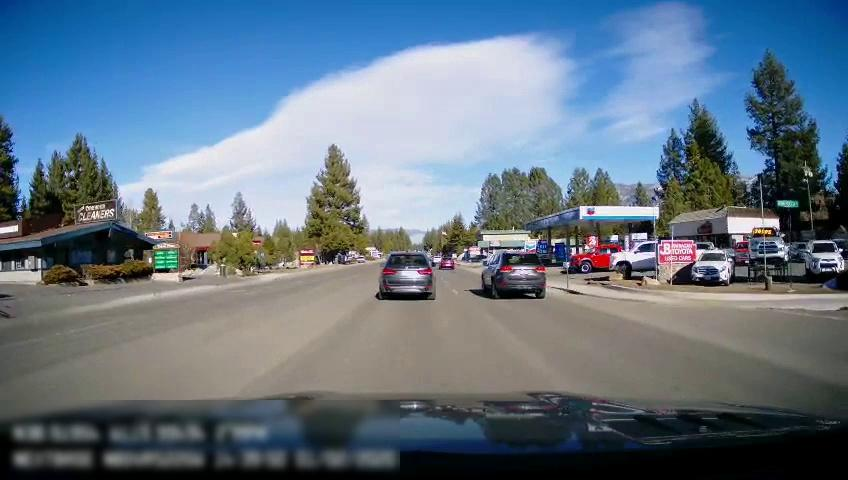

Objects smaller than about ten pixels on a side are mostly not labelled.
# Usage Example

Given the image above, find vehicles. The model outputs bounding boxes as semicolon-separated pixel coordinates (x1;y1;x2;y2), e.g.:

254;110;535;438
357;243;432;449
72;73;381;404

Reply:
690;250;736;286
718;239;752;260
438;256;456;270
612;241;659;282
748;239;789;268
832;239;848;263
479;254;546;300
380;252;433;300
569;241;624;273
802;240;848;278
